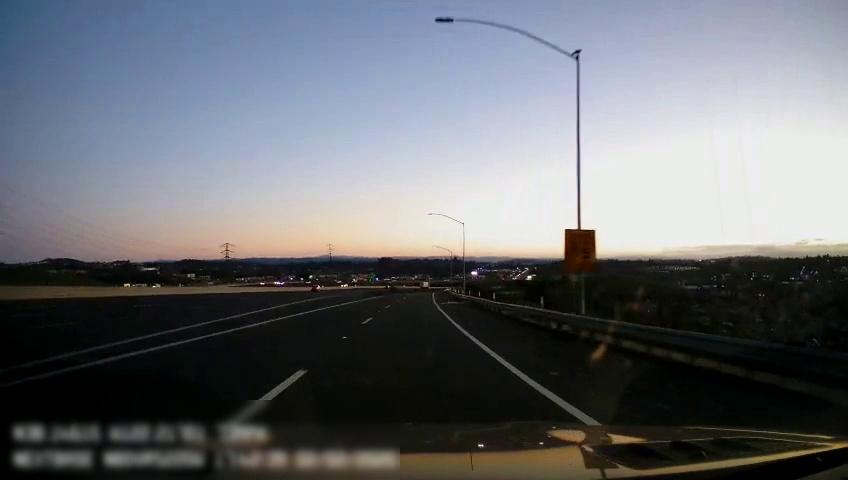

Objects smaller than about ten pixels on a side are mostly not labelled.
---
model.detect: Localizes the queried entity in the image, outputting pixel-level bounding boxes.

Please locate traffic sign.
[563,227,598,274]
